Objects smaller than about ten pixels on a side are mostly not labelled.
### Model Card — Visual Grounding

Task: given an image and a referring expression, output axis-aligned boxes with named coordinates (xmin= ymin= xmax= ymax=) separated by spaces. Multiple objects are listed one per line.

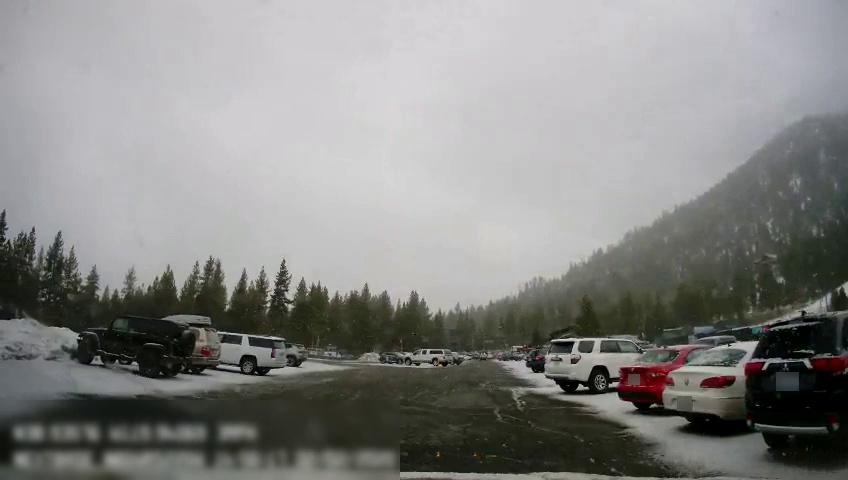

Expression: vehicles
xmin=219 ymin=331 xmax=288 ymax=377
xmin=744 ymin=310 xmax=848 ymax=458
xmin=525 ymin=347 xmax=545 ymax=374
xmin=285 ymin=342 xmax=306 ymax=367
xmin=663 ymin=340 xmax=759 ymax=430
xmin=617 ymin=348 xmax=712 ymax=411
xmin=688 ymin=335 xmax=737 ymax=345
xmin=404 ymin=349 xmax=451 ymax=367
xmin=543 ymin=338 xmax=646 ymax=395
xmin=379 ymin=352 xmax=404 ymax=366
xmin=177 ymin=326 xmax=221 ymax=376
xmin=76 ymin=316 xmax=198 ymax=380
